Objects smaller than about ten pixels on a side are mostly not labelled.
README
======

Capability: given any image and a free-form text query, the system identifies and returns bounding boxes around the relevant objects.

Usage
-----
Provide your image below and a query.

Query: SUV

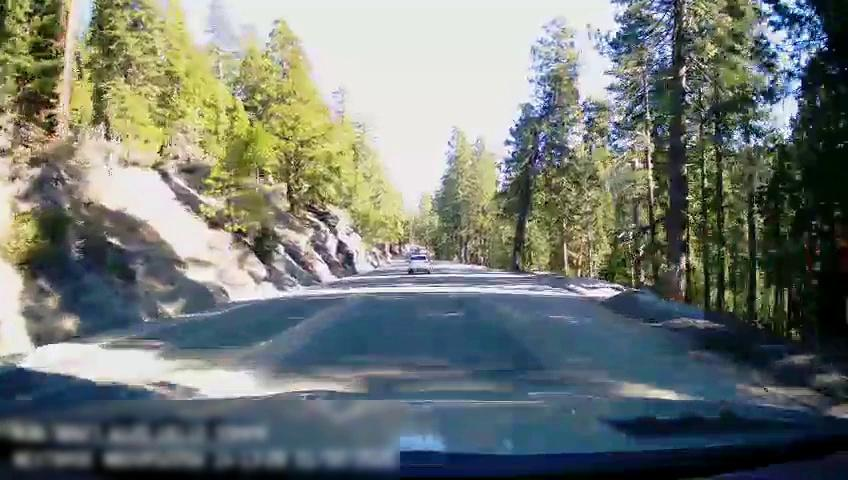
[407,254,431,275]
